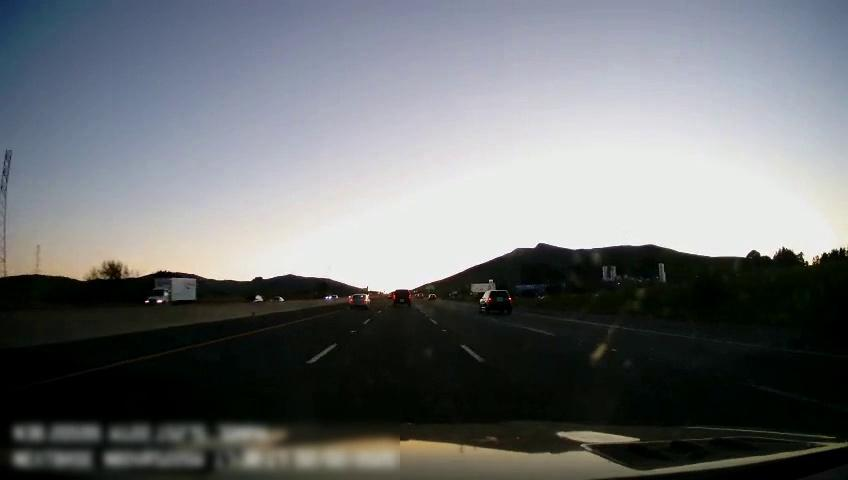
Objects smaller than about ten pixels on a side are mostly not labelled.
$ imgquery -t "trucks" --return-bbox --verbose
[144,278,197,306]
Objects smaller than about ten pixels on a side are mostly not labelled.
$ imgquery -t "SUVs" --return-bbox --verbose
[392,289,411,307]
[243,295,263,303]
[479,289,512,314]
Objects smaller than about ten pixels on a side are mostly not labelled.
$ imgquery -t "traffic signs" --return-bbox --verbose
[425,286,436,291]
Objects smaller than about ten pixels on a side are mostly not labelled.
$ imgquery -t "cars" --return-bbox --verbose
[350,293,371,310]
[270,296,285,303]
